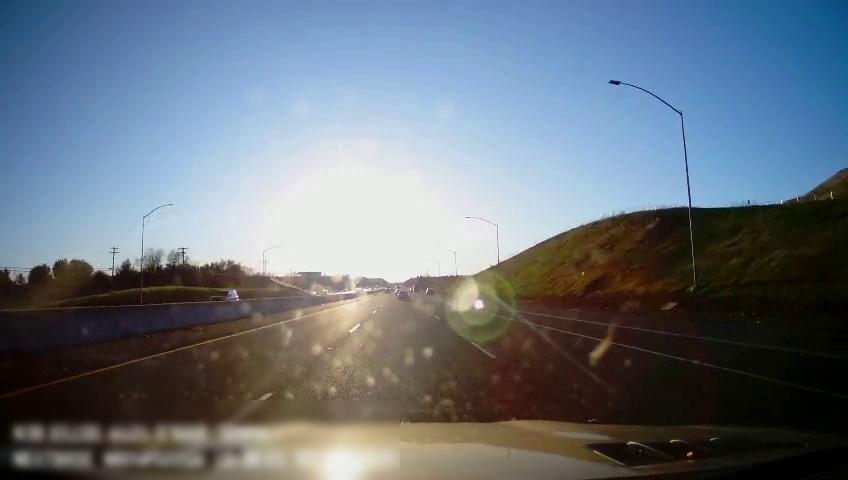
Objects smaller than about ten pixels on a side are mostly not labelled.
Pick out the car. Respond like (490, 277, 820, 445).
(397, 290, 410, 300)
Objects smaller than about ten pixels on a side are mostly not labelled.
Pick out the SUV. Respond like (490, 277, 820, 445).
(207, 290, 239, 302)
